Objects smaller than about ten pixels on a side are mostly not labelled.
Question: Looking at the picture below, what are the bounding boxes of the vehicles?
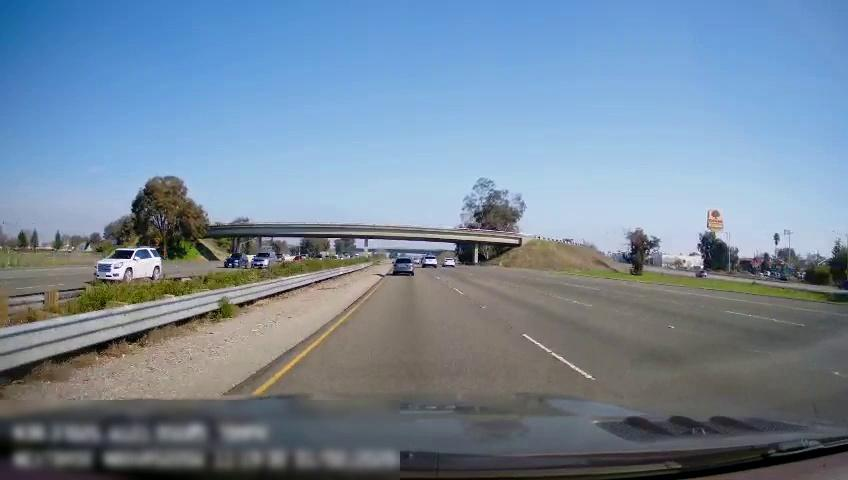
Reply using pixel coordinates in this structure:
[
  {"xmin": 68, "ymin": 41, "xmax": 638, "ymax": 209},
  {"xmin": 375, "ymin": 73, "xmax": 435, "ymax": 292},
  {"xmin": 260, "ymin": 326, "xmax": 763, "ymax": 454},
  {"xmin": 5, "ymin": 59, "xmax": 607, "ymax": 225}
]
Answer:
[
  {"xmin": 292, "ymin": 255, "xmax": 306, "ymax": 263},
  {"xmin": 836, "ymin": 280, "xmax": 848, "ymax": 291},
  {"xmin": 95, "ymin": 246, "xmax": 162, "ymax": 284},
  {"xmin": 421, "ymin": 254, "xmax": 438, "ymax": 268},
  {"xmin": 440, "ymin": 257, "xmax": 456, "ymax": 268},
  {"xmin": 275, "ymin": 253, "xmax": 286, "ymax": 264},
  {"xmin": 695, "ymin": 269, "xmax": 707, "ymax": 278},
  {"xmin": 223, "ymin": 252, "xmax": 249, "ymax": 269},
  {"xmin": 250, "ymin": 251, "xmax": 278, "ymax": 270},
  {"xmin": 391, "ymin": 257, "xmax": 415, "ymax": 276}
]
